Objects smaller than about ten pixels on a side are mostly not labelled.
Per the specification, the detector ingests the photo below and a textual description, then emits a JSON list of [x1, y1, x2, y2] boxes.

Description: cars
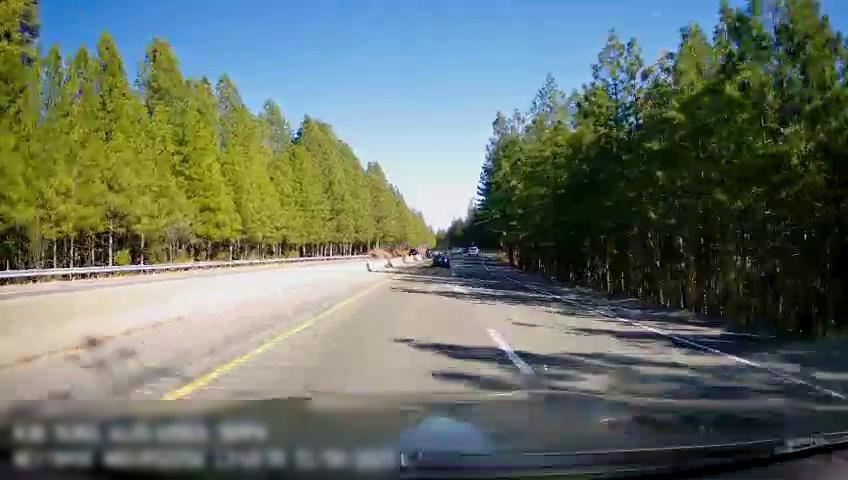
[[432, 253, 450, 268], [467, 247, 479, 257]]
